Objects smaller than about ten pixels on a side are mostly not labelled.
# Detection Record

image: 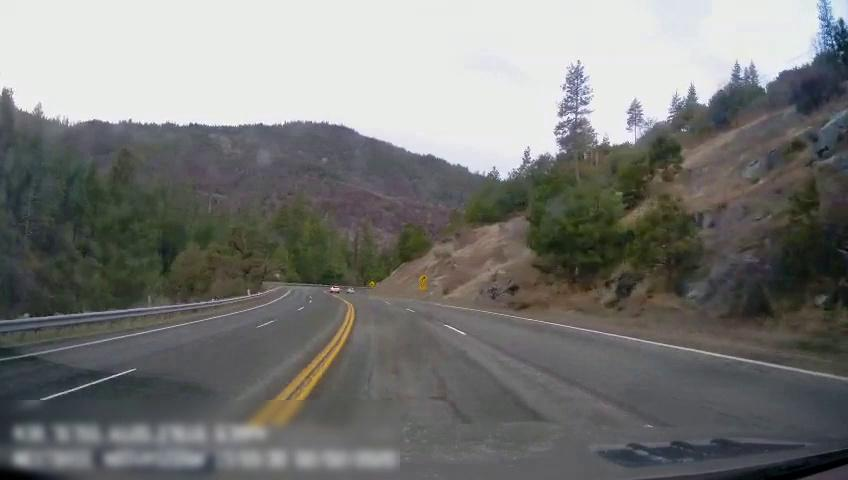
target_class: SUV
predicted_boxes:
[330,285,340,294]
